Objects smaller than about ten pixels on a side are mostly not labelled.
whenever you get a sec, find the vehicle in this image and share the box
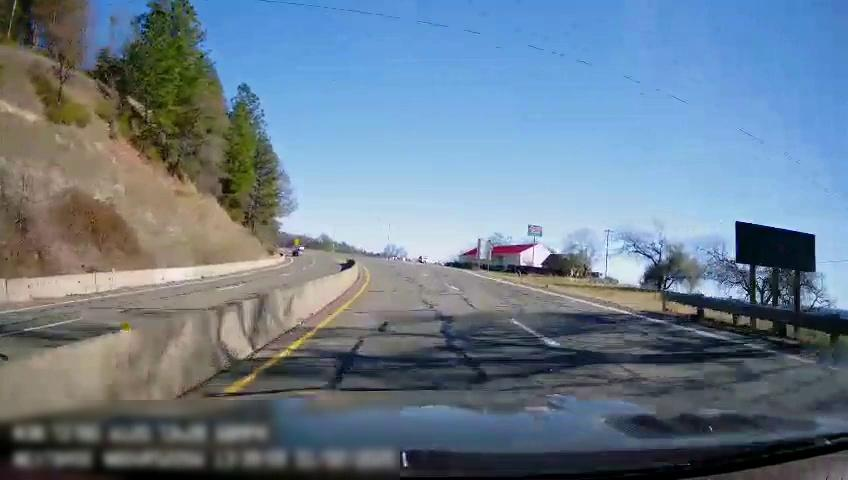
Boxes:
[417,255,435,264]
